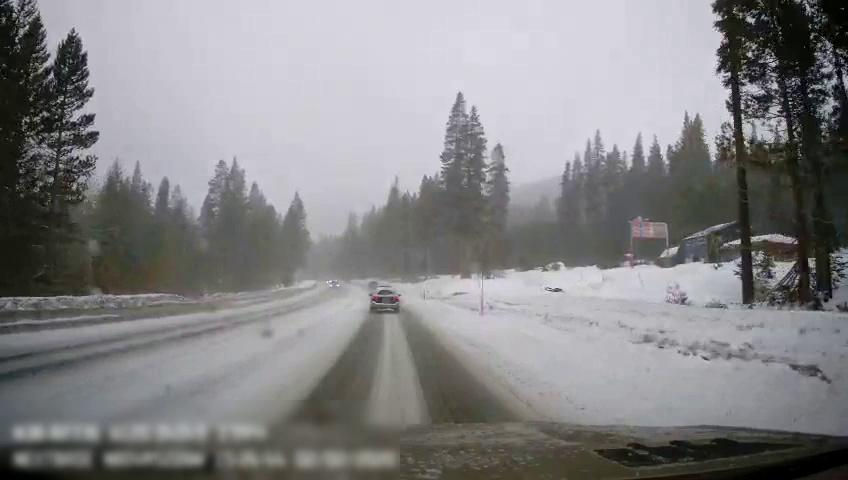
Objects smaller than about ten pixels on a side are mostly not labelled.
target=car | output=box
[368,285,402,314]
